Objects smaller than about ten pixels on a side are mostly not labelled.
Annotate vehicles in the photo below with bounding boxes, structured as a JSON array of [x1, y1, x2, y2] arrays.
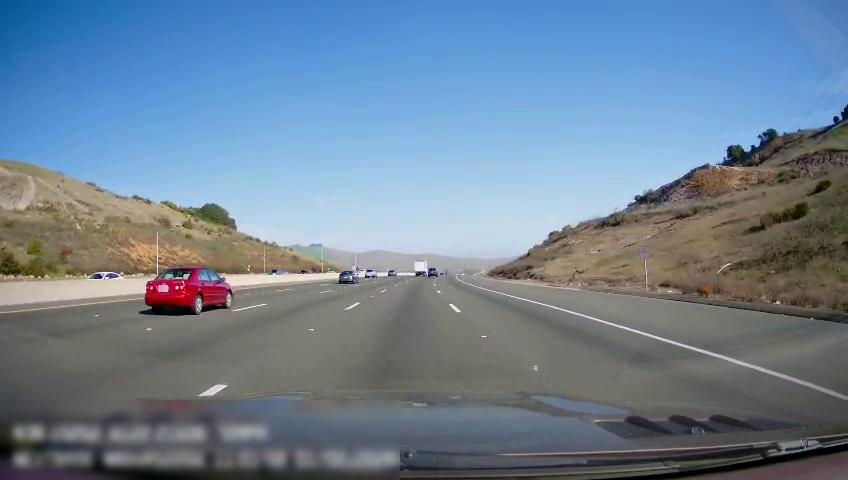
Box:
[[413, 261, 428, 277], [88, 271, 125, 280], [144, 264, 234, 316], [339, 270, 359, 284], [271, 269, 289, 276], [297, 269, 311, 275], [427, 267, 439, 278], [364, 269, 378, 279]]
